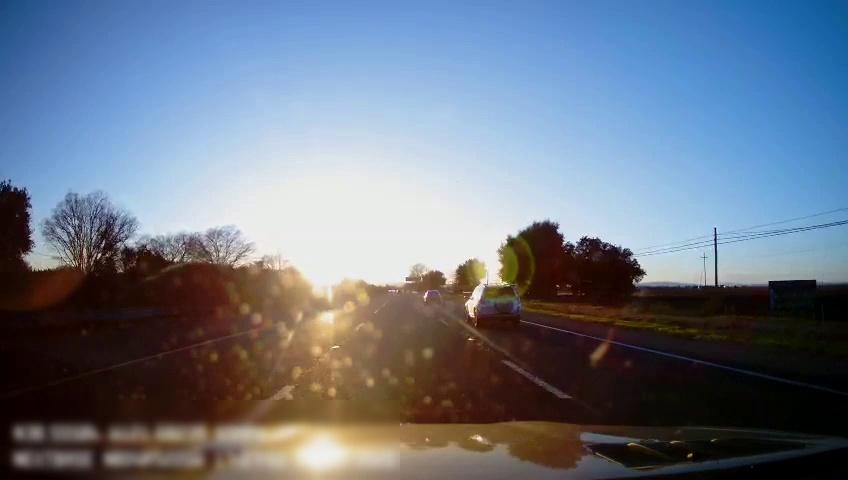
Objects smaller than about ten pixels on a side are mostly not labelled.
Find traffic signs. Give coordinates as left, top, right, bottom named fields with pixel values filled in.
left=769, top=281, right=818, bottom=312
left=406, top=277, right=418, bottom=282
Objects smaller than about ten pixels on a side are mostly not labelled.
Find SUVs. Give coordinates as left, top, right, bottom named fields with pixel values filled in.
left=465, top=284, right=522, bottom=331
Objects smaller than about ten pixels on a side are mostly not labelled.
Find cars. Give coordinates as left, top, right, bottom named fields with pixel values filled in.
left=425, top=290, right=440, bottom=303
